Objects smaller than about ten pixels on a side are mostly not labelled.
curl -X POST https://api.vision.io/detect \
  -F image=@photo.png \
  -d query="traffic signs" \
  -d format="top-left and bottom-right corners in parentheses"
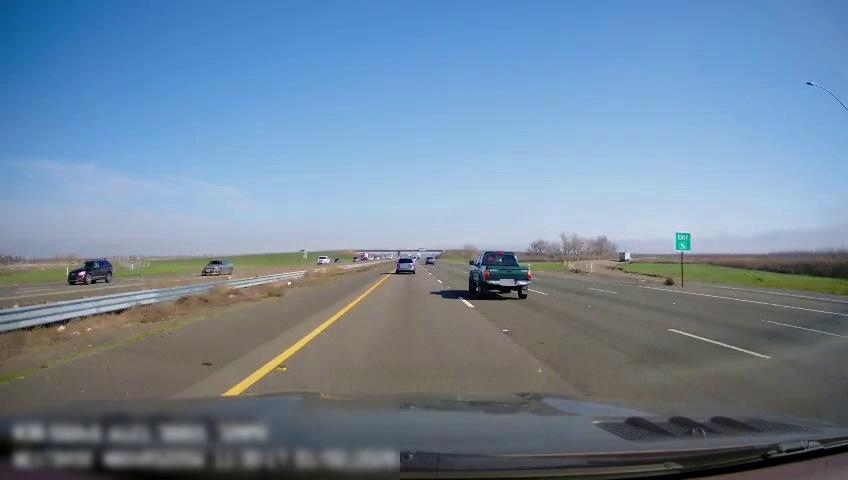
top-left (675, 232), bottom-right (692, 251)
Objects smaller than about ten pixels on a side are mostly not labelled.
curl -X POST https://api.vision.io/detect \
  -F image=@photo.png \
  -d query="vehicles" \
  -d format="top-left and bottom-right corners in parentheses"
top-left (395, 257), bottom-right (416, 275)
top-left (202, 259), bottom-right (235, 277)
top-left (469, 251), bottom-right (532, 299)
top-left (317, 256), bottom-right (330, 266)
top-left (619, 252), bottom-right (632, 262)
top-left (425, 257), bottom-right (435, 266)
top-left (67, 258), bottom-right (114, 286)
